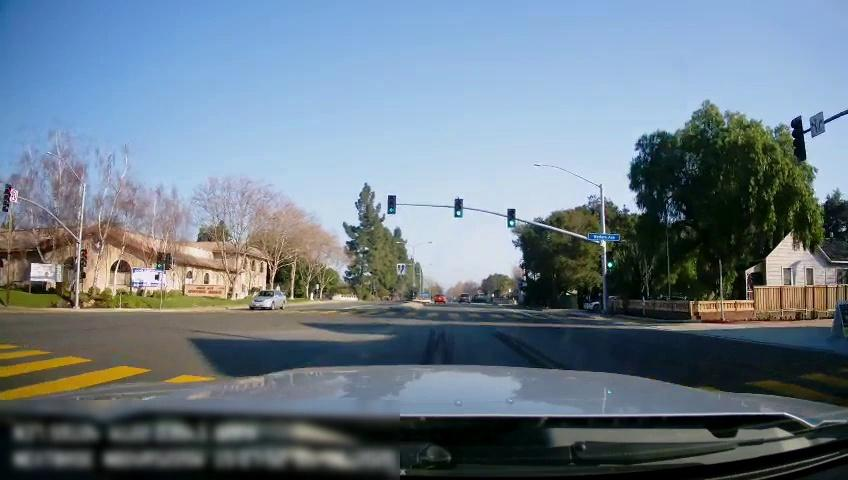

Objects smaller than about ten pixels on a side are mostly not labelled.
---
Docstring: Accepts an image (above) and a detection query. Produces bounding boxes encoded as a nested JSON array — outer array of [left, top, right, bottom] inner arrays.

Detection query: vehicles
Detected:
[[456, 293, 470, 304], [433, 294, 446, 305], [247, 287, 287, 312], [583, 300, 601, 313]]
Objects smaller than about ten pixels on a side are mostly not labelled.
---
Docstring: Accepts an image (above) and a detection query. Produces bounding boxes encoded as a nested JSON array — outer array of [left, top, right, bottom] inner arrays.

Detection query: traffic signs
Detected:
[[808, 109, 829, 140], [395, 262, 409, 277], [590, 232, 622, 243]]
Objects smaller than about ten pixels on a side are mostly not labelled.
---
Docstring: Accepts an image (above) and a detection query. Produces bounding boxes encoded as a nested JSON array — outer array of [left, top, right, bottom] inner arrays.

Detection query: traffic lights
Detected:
[[80, 247, 89, 270], [0, 181, 15, 214], [506, 207, 517, 229], [386, 193, 397, 215], [788, 114, 808, 162], [453, 197, 465, 219], [606, 255, 617, 274]]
